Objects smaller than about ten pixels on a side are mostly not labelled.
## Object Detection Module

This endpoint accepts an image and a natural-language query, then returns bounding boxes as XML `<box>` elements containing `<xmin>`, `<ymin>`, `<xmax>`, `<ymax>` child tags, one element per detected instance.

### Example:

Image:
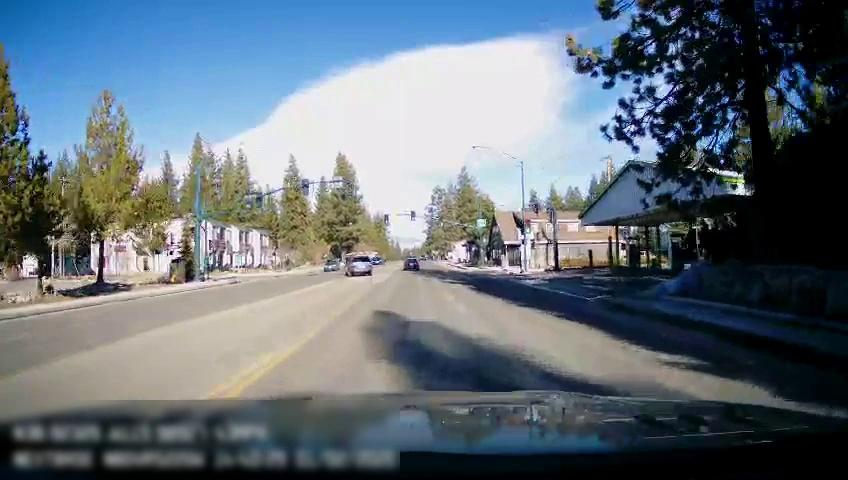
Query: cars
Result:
<box><xmin>323</xmin><ymin>258</ymin><xmax>339</xmax><ymax>272</ymax></box>
<box><xmin>370</xmin><ymin>255</ymin><xmax>384</xmax><ymax>266</ymax></box>
<box><xmin>405</xmin><ymin>257</ymin><xmax>419</xmax><ymax>269</ymax></box>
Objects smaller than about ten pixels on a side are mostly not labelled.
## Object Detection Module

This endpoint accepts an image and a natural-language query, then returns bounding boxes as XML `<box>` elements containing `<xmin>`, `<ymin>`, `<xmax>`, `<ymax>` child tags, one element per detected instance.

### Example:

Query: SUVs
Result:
<box><xmin>346</xmin><ymin>254</ymin><xmax>372</xmax><ymax>276</ymax></box>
